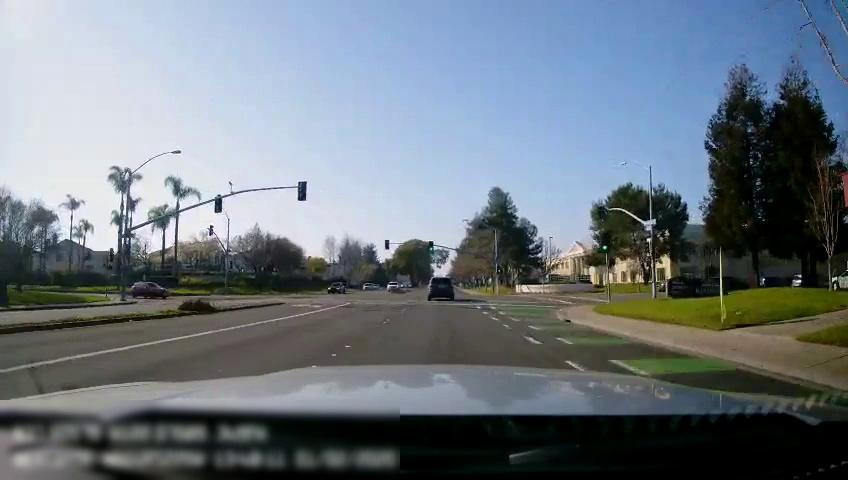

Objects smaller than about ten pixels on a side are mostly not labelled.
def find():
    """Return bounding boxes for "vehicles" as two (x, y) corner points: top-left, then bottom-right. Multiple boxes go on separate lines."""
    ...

(126, 281), (170, 300)
(327, 282), (346, 295)
(387, 281), (401, 292)
(427, 276), (454, 301)
(830, 270), (848, 292)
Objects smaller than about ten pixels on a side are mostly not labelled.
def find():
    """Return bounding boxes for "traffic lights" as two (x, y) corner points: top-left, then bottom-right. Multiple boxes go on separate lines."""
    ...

(209, 223), (214, 236)
(601, 239), (608, 253)
(298, 182), (307, 201)
(384, 239), (390, 252)
(213, 195), (224, 213)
